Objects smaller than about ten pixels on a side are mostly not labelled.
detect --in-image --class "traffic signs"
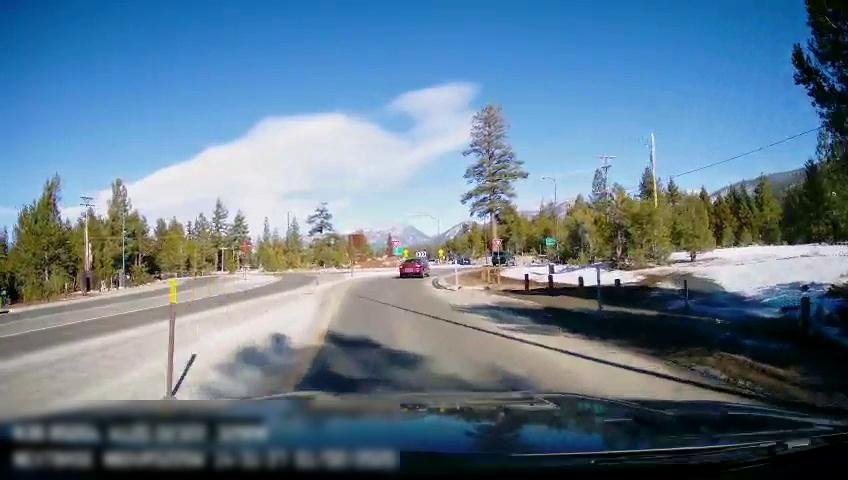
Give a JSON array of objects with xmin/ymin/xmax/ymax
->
[
  {"xmin": 394, "ymin": 246, "xmax": 404, "ymax": 257},
  {"xmin": 416, "ymin": 251, "xmax": 427, "ymax": 258},
  {"xmin": 167, "ymin": 274, "xmax": 183, "ymax": 305},
  {"xmin": 545, "ymin": 238, "xmax": 559, "ymax": 247}
]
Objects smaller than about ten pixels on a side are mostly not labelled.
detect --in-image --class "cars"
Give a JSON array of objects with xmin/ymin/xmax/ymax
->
[{"xmin": 400, "ymin": 258, "xmax": 430, "ymax": 278}]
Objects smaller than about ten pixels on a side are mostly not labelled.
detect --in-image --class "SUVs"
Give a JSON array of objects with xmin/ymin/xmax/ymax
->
[{"xmin": 490, "ymin": 251, "xmax": 511, "ymax": 266}]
